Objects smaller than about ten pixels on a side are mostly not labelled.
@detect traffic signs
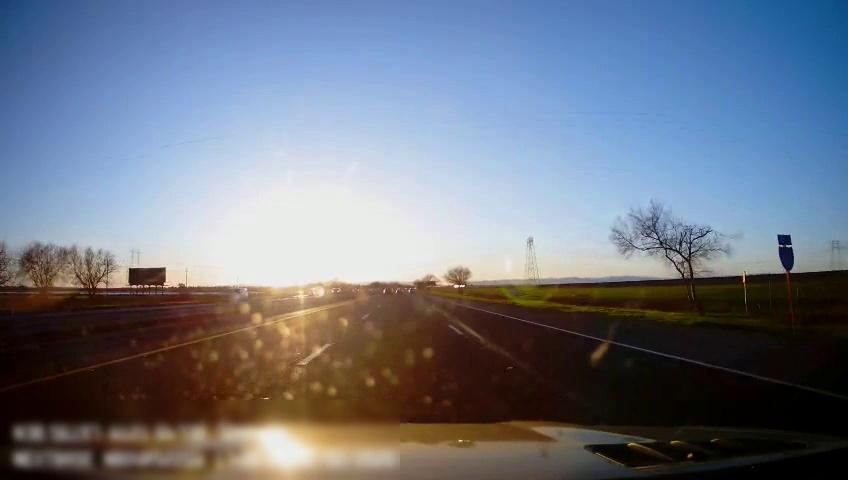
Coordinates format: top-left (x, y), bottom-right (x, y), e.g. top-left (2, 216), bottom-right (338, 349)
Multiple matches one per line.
top-left (778, 246), bottom-right (797, 271)
top-left (777, 234), bottom-right (792, 245)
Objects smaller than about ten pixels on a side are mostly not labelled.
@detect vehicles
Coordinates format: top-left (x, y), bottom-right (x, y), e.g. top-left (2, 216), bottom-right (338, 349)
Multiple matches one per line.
top-left (226, 288), bottom-right (249, 302)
